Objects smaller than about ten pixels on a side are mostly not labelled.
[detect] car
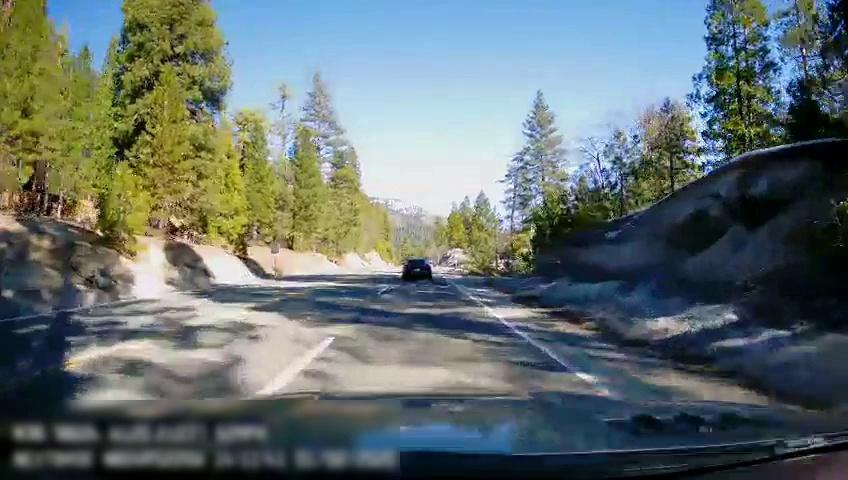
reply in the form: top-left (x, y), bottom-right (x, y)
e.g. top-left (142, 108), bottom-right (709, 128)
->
top-left (403, 257), bottom-right (432, 279)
